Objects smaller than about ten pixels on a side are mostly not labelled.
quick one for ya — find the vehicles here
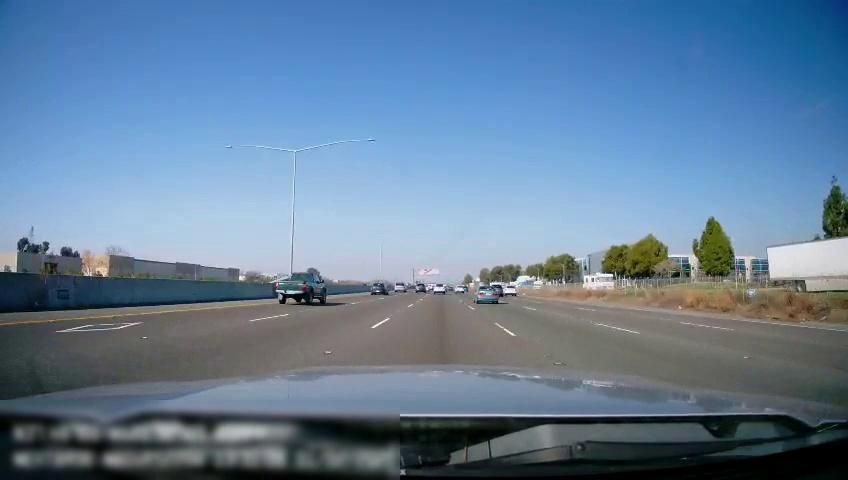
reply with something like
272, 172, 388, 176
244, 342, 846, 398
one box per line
583, 272, 614, 289
415, 284, 427, 294
454, 285, 465, 294
433, 284, 446, 295
500, 284, 517, 297
275, 271, 328, 305
394, 282, 407, 293
766, 236, 848, 294
472, 286, 499, 305
489, 281, 508, 288
370, 283, 389, 296
489, 284, 504, 298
